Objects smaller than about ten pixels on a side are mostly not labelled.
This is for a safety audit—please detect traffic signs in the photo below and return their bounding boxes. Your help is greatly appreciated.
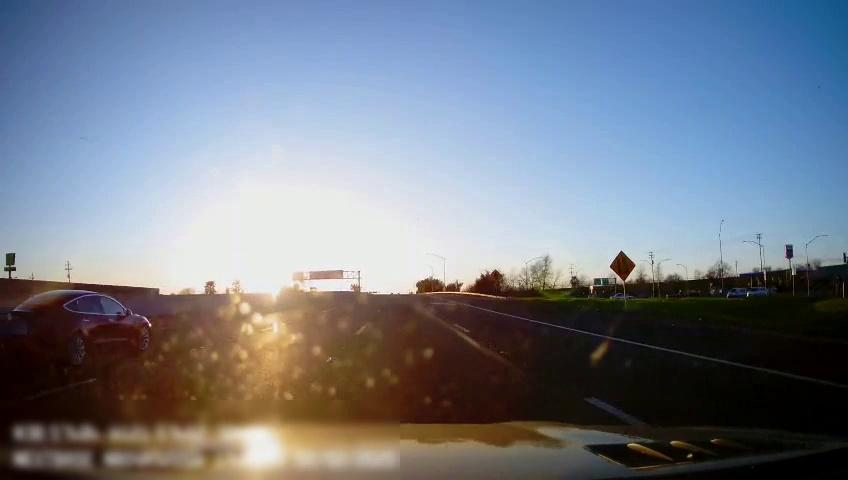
[609,250,636,281]
[489,269,502,283]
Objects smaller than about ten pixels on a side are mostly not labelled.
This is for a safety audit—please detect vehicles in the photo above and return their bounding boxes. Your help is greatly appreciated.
[726,288,749,298]
[746,287,768,298]
[0,289,152,369]
[610,293,634,299]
